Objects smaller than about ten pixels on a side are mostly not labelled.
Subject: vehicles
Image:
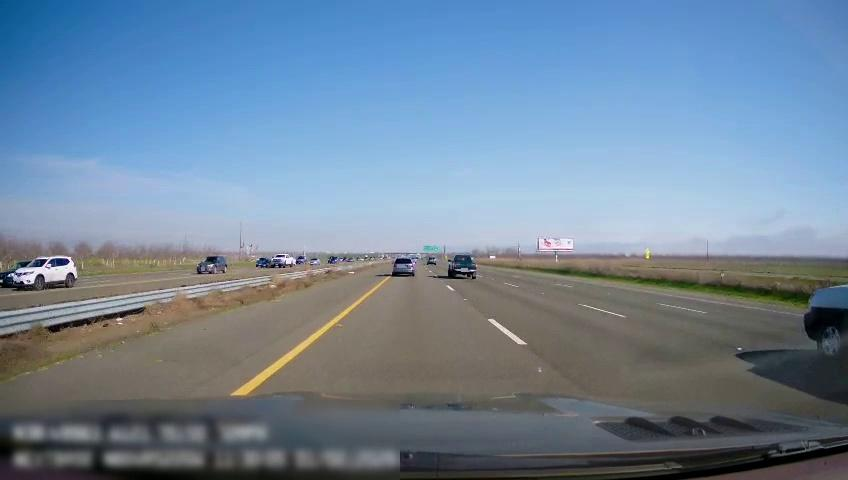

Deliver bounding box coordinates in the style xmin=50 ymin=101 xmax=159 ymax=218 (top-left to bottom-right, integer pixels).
xmin=270 ymin=253 xmax=297 ymax=268
xmin=804 ymin=285 xmax=848 ymax=366
xmin=0 ymin=260 xmax=33 ymax=288
xmin=391 ymin=257 xmax=415 ymax=276
xmin=448 ymin=255 xmax=477 ymax=279
xmin=296 ymin=256 xmax=310 ymax=265
xmin=309 ymin=258 xmax=321 ymax=267
xmin=196 ymin=255 xmax=229 ymax=274
xmin=330 ymin=257 xmax=341 ymax=265
xmin=12 ymin=256 xmax=78 ymax=291
xmin=255 ymin=258 xmax=267 ymax=267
